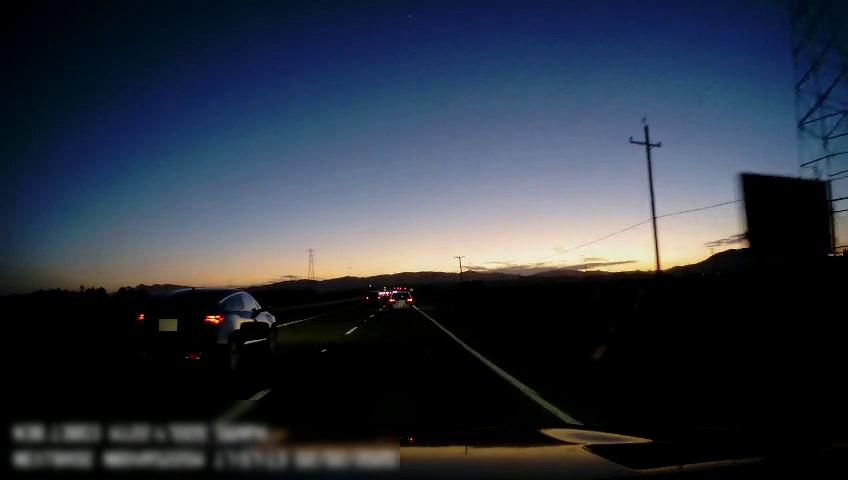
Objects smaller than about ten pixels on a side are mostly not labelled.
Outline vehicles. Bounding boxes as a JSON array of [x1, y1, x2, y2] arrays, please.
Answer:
[[365, 291, 381, 305], [388, 291, 414, 313], [137, 287, 279, 375]]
